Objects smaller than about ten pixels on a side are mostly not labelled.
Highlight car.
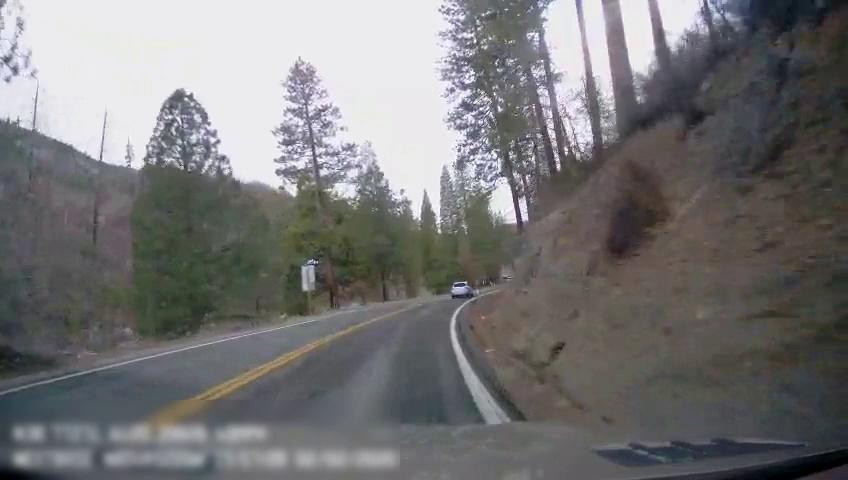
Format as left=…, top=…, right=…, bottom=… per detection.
left=451, top=281, right=474, bottom=299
